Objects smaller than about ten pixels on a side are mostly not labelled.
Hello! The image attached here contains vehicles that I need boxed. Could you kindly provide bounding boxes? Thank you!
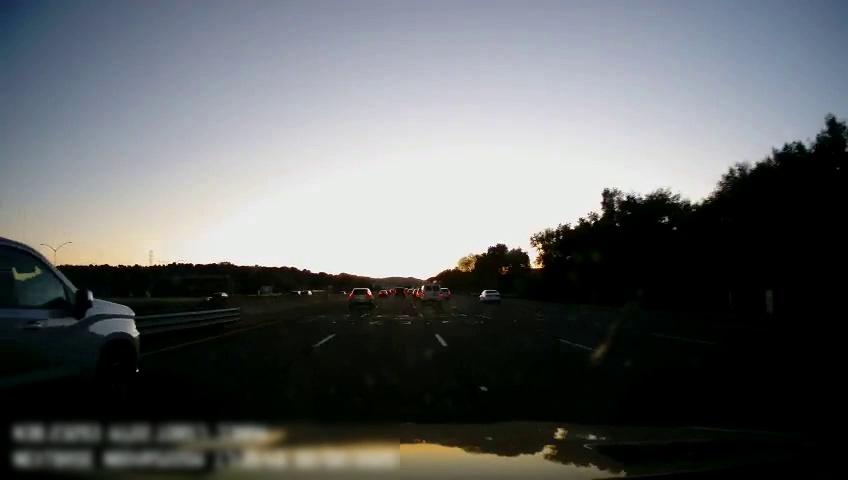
[420,284,442,303]
[479,289,501,303]
[0,234,142,402]
[393,286,406,298]
[440,287,451,300]
[206,292,229,301]
[414,288,420,299]
[349,287,375,309]
[378,289,389,298]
